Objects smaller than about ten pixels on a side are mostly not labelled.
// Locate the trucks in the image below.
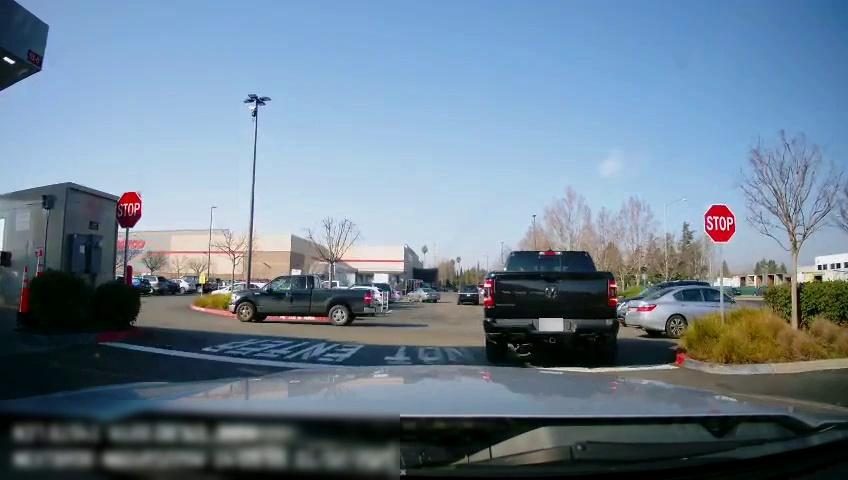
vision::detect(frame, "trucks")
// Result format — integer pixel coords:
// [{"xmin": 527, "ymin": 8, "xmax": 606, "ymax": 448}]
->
[
  {"xmin": 319, "ymin": 280, "xmax": 339, "ymax": 289},
  {"xmin": 228, "ymin": 273, "xmax": 380, "ymax": 327},
  {"xmin": 482, "ymin": 247, "xmax": 621, "ymax": 366}
]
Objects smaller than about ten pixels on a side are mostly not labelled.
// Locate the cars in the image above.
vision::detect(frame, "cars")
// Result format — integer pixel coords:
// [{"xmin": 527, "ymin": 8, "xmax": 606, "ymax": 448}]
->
[
  {"xmin": 619, "ymin": 279, "xmax": 712, "ymax": 322},
  {"xmin": 621, "ymin": 285, "xmax": 737, "ymax": 340},
  {"xmin": 168, "ymin": 280, "xmax": 182, "ymax": 297},
  {"xmin": 408, "ymin": 286, "xmax": 442, "ymax": 304},
  {"xmin": 168, "ymin": 277, "xmax": 196, "ymax": 296},
  {"xmin": 131, "ymin": 276, "xmax": 152, "ymax": 296},
  {"xmin": 211, "ymin": 281, "xmax": 268, "ymax": 299},
  {"xmin": 330, "ymin": 285, "xmax": 384, "ymax": 310}
]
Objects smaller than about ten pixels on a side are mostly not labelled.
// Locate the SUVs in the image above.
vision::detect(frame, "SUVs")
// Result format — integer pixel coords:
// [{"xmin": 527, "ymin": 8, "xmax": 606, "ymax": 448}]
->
[
  {"xmin": 353, "ymin": 283, "xmax": 393, "ymax": 307},
  {"xmin": 143, "ymin": 273, "xmax": 171, "ymax": 297},
  {"xmin": 458, "ymin": 284, "xmax": 480, "ymax": 305}
]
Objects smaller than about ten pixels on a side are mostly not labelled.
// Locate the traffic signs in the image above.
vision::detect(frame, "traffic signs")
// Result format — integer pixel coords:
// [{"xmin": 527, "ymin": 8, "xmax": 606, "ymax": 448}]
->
[
  {"xmin": 198, "ymin": 272, "xmax": 206, "ymax": 284},
  {"xmin": 702, "ymin": 203, "xmax": 736, "ymax": 245},
  {"xmin": 115, "ymin": 190, "xmax": 143, "ymax": 228}
]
